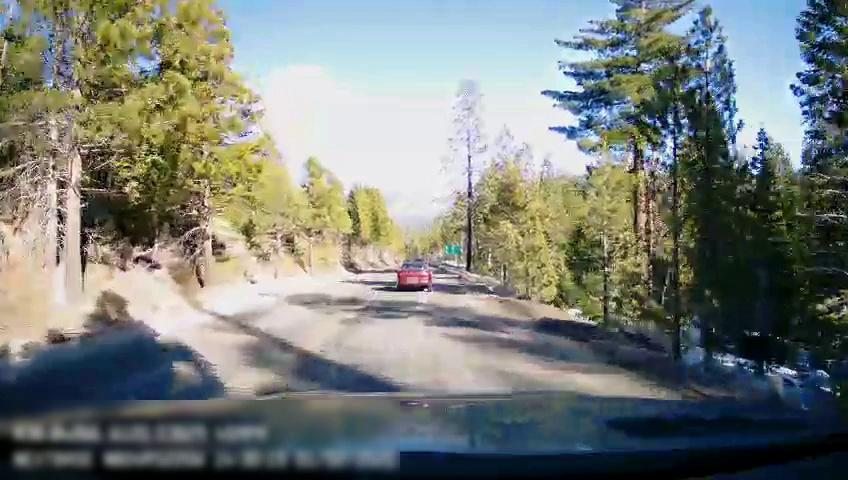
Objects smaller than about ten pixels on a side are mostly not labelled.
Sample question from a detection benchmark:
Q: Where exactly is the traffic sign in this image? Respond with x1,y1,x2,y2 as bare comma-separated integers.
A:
448,246,465,255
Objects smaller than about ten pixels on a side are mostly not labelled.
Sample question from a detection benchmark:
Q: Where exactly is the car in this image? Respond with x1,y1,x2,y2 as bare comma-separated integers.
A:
393,260,434,291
